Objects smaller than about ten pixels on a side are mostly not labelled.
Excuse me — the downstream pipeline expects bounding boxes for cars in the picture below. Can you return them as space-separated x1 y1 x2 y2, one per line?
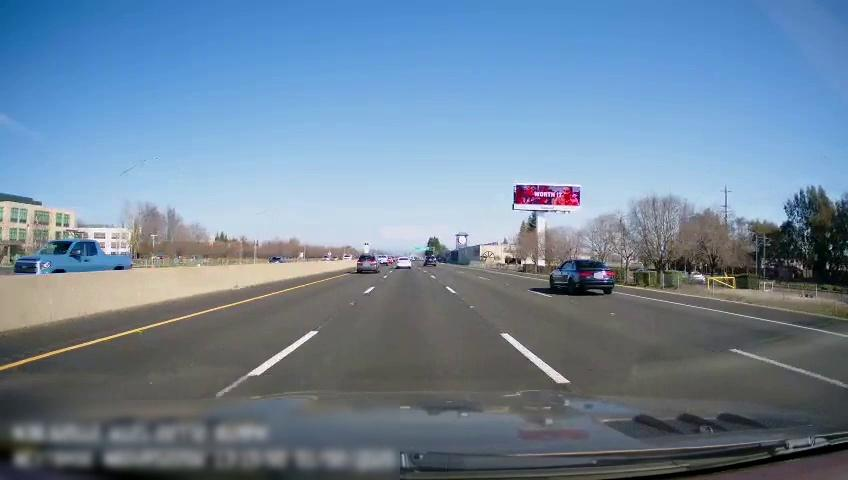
396 257 411 269
549 259 616 294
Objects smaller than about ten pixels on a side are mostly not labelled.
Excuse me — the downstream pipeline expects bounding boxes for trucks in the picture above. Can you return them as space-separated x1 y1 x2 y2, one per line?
14 240 134 276
373 254 389 267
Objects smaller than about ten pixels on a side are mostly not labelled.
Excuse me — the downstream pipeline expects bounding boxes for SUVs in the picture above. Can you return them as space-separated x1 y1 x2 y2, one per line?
356 254 380 274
